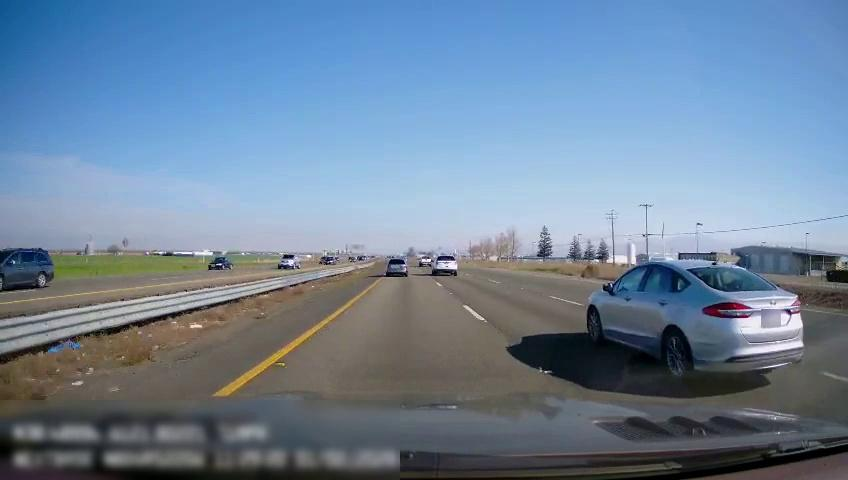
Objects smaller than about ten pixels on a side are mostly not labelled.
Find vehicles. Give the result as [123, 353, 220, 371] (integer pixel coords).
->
[319, 257, 327, 265]
[385, 257, 408, 277]
[0, 249, 55, 292]
[208, 256, 234, 271]
[278, 253, 301, 270]
[431, 256, 457, 276]
[325, 256, 337, 266]
[418, 256, 432, 268]
[586, 258, 807, 390]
